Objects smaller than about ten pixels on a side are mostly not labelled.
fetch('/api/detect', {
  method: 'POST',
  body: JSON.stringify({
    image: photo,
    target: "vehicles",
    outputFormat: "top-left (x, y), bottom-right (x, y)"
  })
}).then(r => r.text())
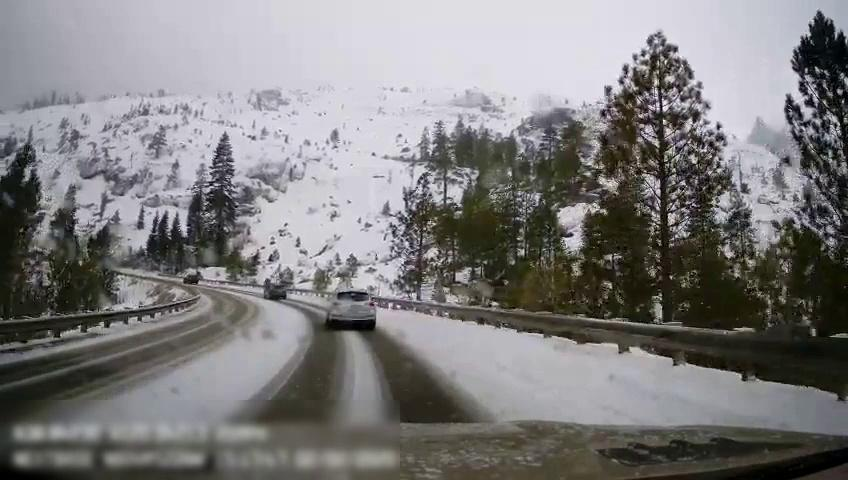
top-left (183, 274), bottom-right (199, 285)
top-left (263, 282), bottom-right (287, 300)
top-left (319, 287), bottom-right (376, 330)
